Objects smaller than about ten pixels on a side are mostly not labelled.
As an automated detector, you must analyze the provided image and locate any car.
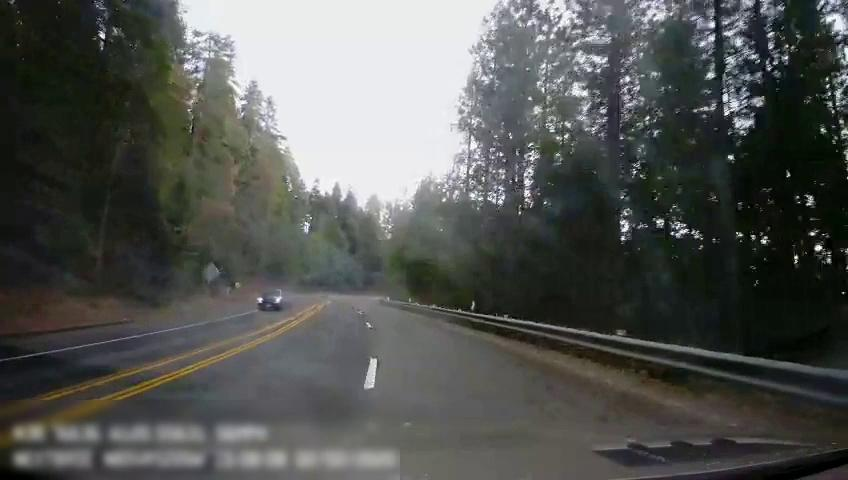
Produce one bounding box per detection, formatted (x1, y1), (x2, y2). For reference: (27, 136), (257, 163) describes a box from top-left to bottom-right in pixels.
(256, 288), (288, 311)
